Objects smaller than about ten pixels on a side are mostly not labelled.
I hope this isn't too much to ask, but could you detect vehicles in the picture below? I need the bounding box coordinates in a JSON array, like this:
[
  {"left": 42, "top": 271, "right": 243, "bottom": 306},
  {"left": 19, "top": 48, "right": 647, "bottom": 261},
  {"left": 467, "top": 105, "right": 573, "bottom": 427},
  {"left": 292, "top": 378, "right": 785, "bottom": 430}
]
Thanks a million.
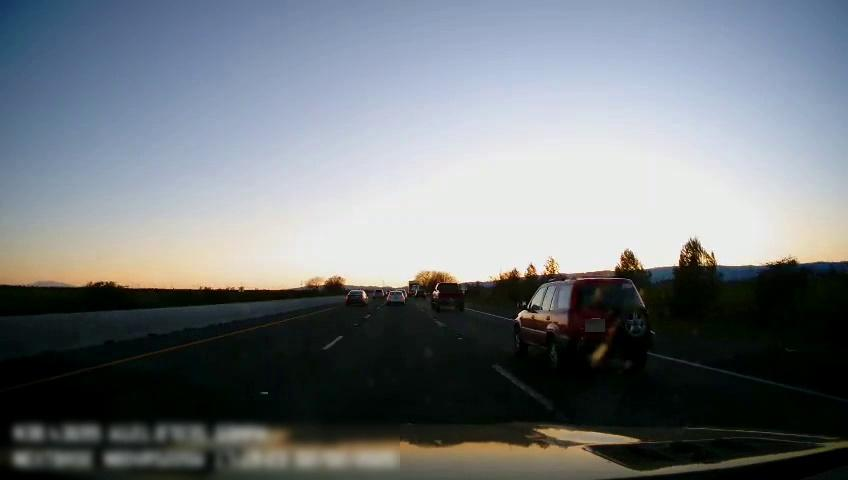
[
  {"left": 431, "top": 282, "right": 465, "bottom": 314},
  {"left": 415, "top": 290, "right": 426, "bottom": 300},
  {"left": 386, "top": 290, "right": 406, "bottom": 305},
  {"left": 512, "top": 276, "right": 656, "bottom": 374},
  {"left": 407, "top": 280, "right": 419, "bottom": 298},
  {"left": 396, "top": 288, "right": 408, "bottom": 302},
  {"left": 372, "top": 289, "right": 385, "bottom": 300},
  {"left": 345, "top": 289, "right": 369, "bottom": 307}
]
